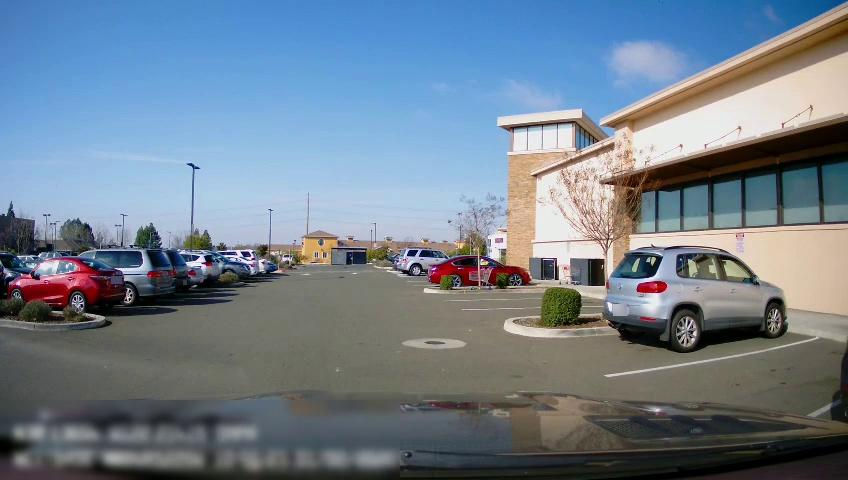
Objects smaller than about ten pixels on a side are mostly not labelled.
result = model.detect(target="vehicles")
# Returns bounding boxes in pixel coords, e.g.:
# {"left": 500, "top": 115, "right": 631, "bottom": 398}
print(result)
{"left": 7, "top": 256, "right": 126, "bottom": 314}
{"left": 78, "top": 248, "right": 177, "bottom": 307}
{"left": 267, "top": 261, "right": 279, "bottom": 274}
{"left": 187, "top": 265, "right": 205, "bottom": 287}
{"left": 259, "top": 258, "right": 270, "bottom": 277}
{"left": 428, "top": 255, "right": 531, "bottom": 288}
{"left": 603, "top": 245, "right": 789, "bottom": 354}
{"left": 166, "top": 249, "right": 193, "bottom": 292}
{"left": 394, "top": 247, "right": 451, "bottom": 276}
{"left": 216, "top": 249, "right": 261, "bottom": 272}
{"left": 223, "top": 254, "right": 258, "bottom": 277}
{"left": 181, "top": 252, "right": 223, "bottom": 281}
{"left": 0, "top": 251, "right": 35, "bottom": 296}
{"left": 281, "top": 254, "right": 295, "bottom": 266}
{"left": 209, "top": 251, "right": 253, "bottom": 279}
